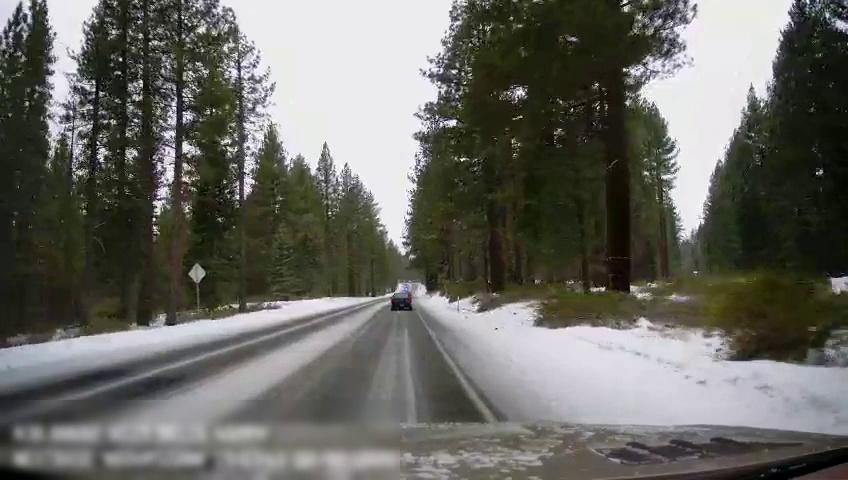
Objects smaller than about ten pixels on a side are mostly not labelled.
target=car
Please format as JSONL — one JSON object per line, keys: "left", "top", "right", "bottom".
{"left": 390, "top": 291, "right": 413, "bottom": 311}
